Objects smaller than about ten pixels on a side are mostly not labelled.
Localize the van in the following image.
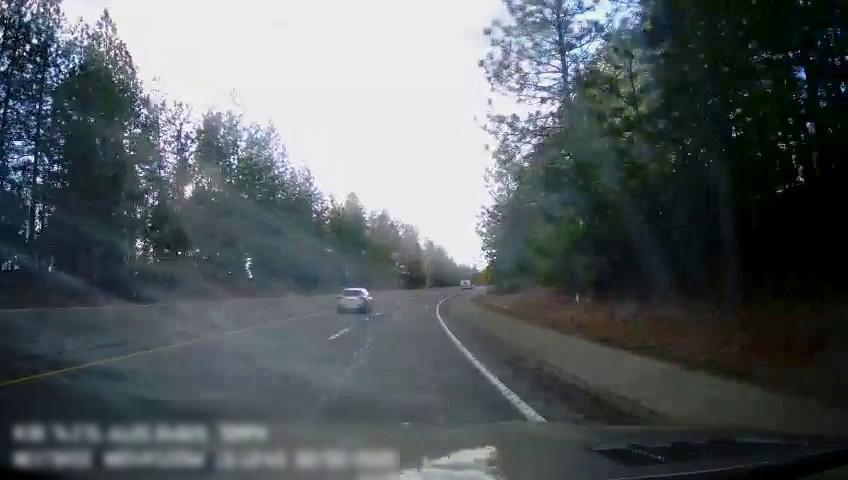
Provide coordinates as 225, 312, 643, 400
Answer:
459, 279, 473, 292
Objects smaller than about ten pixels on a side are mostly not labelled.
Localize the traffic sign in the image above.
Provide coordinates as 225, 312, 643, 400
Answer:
483, 273, 494, 283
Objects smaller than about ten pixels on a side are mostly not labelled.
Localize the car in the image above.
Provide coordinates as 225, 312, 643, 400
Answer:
337, 287, 372, 315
